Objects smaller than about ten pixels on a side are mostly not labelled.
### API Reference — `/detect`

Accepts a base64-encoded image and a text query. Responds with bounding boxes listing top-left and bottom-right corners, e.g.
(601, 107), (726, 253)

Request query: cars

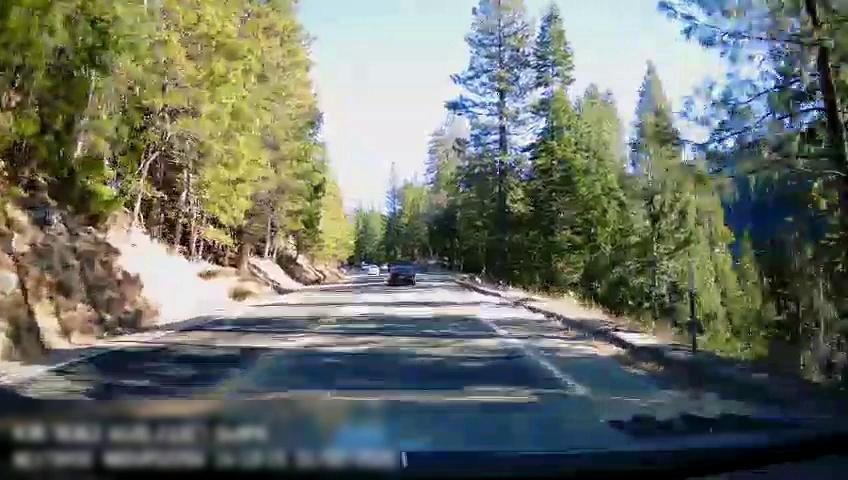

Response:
(388, 264), (416, 287)
(367, 265), (380, 275)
